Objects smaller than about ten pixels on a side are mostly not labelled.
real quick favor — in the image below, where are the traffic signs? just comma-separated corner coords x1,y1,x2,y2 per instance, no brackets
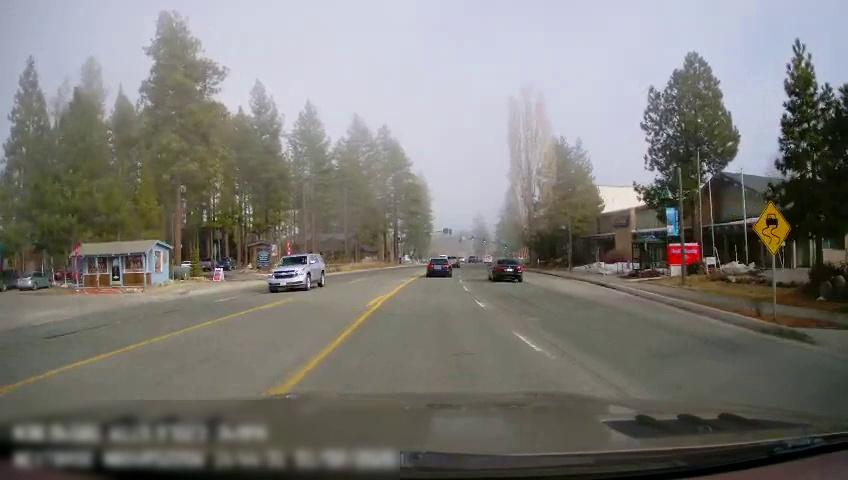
752,199,792,258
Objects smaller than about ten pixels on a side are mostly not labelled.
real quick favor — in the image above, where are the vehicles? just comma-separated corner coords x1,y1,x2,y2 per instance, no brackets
214,256,232,272
15,272,52,292
488,258,524,283
197,259,213,273
447,255,462,268
179,260,196,273
268,254,327,294
426,257,453,277
0,272,20,292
